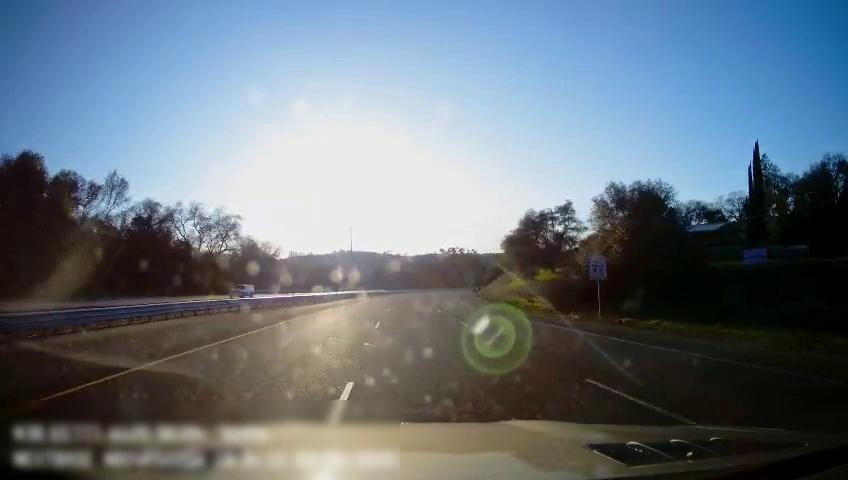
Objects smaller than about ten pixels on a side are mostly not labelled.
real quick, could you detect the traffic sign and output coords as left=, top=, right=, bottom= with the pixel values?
left=590, top=256, right=607, bottom=280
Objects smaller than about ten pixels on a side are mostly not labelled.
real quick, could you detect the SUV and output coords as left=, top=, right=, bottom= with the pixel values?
left=229, top=284, right=255, bottom=298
